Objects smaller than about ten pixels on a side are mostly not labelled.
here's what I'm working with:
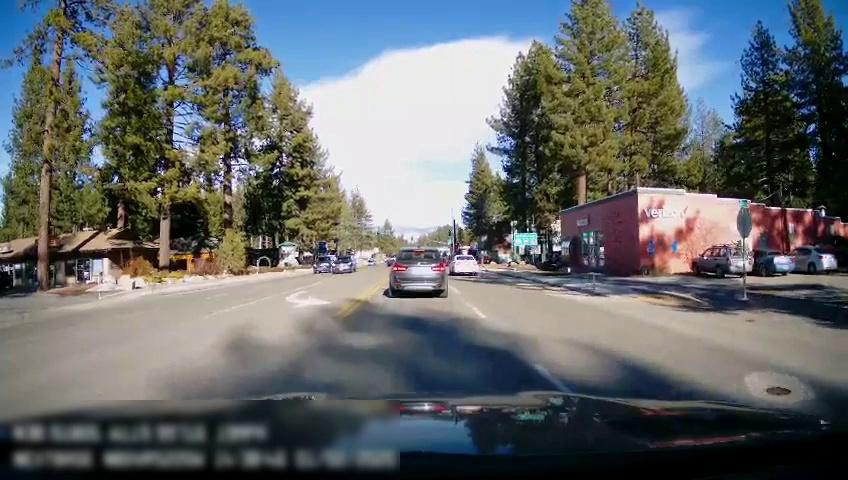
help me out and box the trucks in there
[689,243,755,279]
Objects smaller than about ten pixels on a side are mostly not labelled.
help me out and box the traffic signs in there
[513,231,538,246]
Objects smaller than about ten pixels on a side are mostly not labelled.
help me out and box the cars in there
[752,251,793,276]
[786,246,838,274]
[332,256,355,274]
[450,254,479,277]
[313,255,336,274]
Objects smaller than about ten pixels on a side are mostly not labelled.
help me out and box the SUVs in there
[390,247,448,297]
